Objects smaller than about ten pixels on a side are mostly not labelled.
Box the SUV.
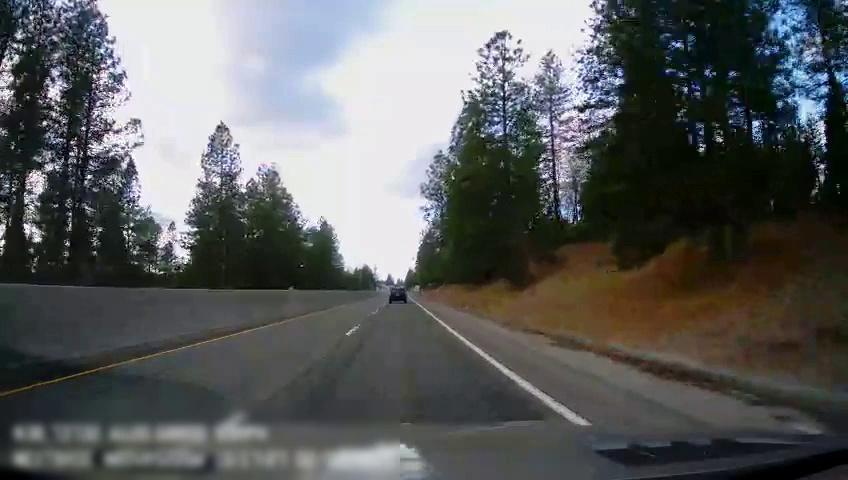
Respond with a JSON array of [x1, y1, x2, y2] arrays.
[[388, 286, 408, 304]]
